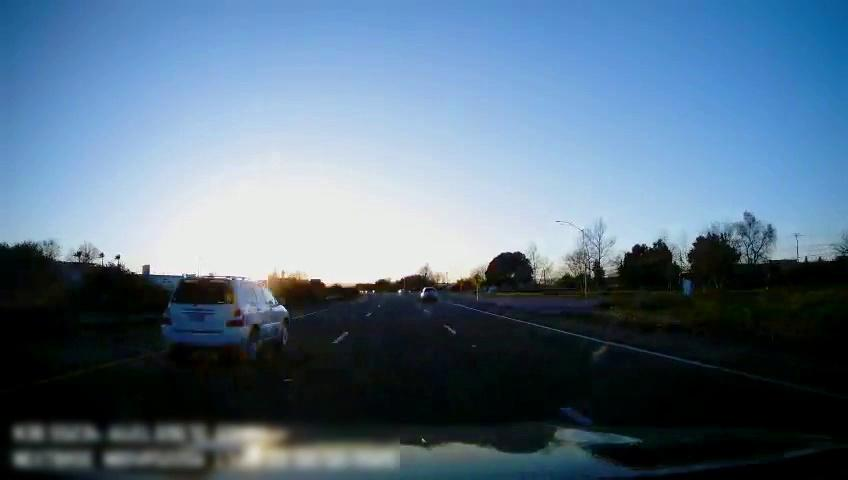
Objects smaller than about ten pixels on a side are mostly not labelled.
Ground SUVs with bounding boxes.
[420,287,438,301]
[160,277,291,366]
